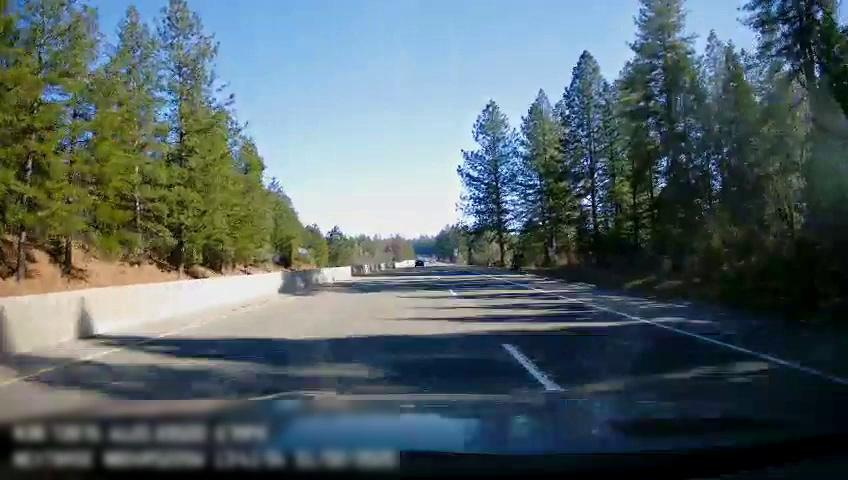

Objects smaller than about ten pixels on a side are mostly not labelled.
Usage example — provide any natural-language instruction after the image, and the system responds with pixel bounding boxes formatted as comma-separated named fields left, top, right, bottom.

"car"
left=414, top=259, right=425, bottom=268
